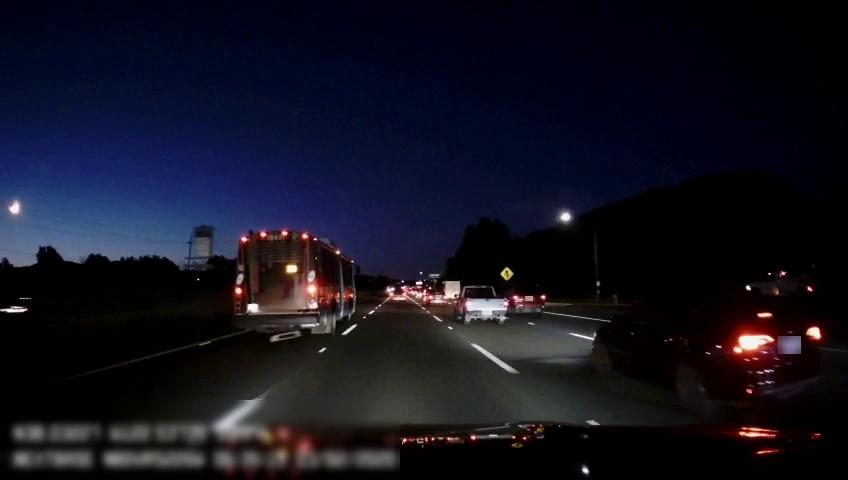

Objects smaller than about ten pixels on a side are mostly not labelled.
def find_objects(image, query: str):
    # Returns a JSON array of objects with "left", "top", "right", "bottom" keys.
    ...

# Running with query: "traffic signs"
[{"left": 500, "top": 265, "right": 515, "bottom": 282}]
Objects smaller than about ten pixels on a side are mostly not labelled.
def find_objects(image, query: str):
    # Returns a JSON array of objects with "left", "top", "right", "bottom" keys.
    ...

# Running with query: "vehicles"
[
  {"left": 745, "top": 271, "right": 818, "bottom": 299},
  {"left": 502, "top": 285, "right": 547, "bottom": 314},
  {"left": 440, "top": 280, "right": 461, "bottom": 302},
  {"left": 389, "top": 285, "right": 407, "bottom": 301},
  {"left": 452, "top": 285, "right": 510, "bottom": 325},
  {"left": 0, "top": 297, "right": 39, "bottom": 320},
  {"left": 420, "top": 289, "right": 442, "bottom": 305},
  {"left": 232, "top": 229, "right": 361, "bottom": 337},
  {"left": 593, "top": 295, "right": 828, "bottom": 417}
]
